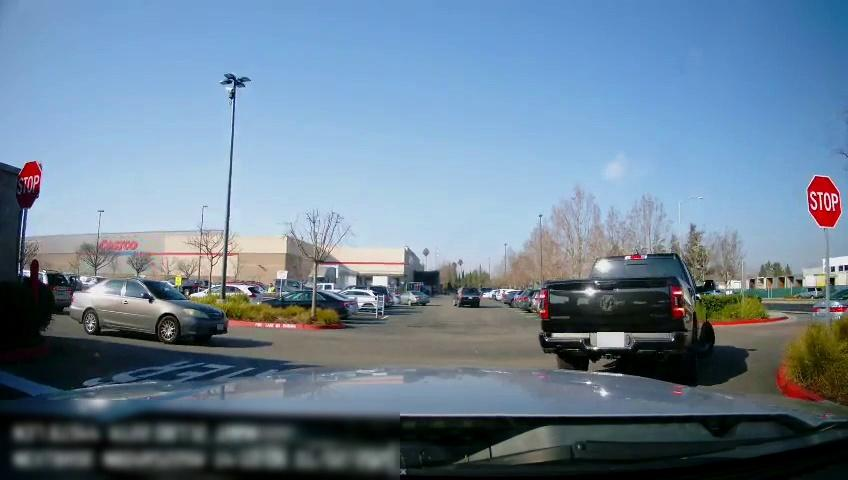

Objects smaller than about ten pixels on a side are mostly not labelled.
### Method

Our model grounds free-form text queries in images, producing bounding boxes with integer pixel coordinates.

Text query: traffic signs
[804,175,841,228]
[174,274,183,288]
[13,160,44,210]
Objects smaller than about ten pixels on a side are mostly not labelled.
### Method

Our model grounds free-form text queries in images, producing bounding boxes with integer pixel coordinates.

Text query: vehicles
[505,287,526,309]
[494,288,515,302]
[398,289,431,307]
[165,279,175,288]
[346,283,393,317]
[527,287,543,314]
[810,284,848,319]
[254,287,356,321]
[538,251,717,376]
[324,289,384,319]
[513,287,541,312]
[799,286,825,300]
[309,261,357,291]
[16,268,73,316]
[340,294,362,320]
[311,281,334,291]
[452,286,480,309]
[481,288,496,297]
[189,281,265,302]
[68,275,229,345]
[70,272,97,293]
